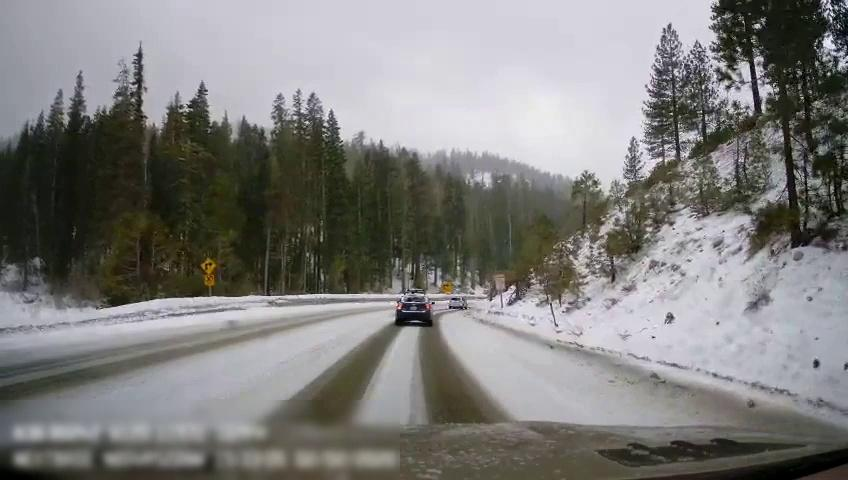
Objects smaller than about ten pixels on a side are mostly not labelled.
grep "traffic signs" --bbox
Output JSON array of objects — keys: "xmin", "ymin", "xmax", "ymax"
[
  {"xmin": 495, "ymin": 277, "xmax": 507, "ymax": 291},
  {"xmin": 200, "ymin": 257, "xmax": 218, "ymax": 274},
  {"xmin": 203, "ymin": 274, "xmax": 215, "ymax": 286}
]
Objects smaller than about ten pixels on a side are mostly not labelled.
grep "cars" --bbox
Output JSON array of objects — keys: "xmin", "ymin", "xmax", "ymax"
[
  {"xmin": 448, "ymin": 297, "xmax": 468, "ymax": 310},
  {"xmin": 395, "ymin": 288, "xmax": 436, "ymax": 328}
]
